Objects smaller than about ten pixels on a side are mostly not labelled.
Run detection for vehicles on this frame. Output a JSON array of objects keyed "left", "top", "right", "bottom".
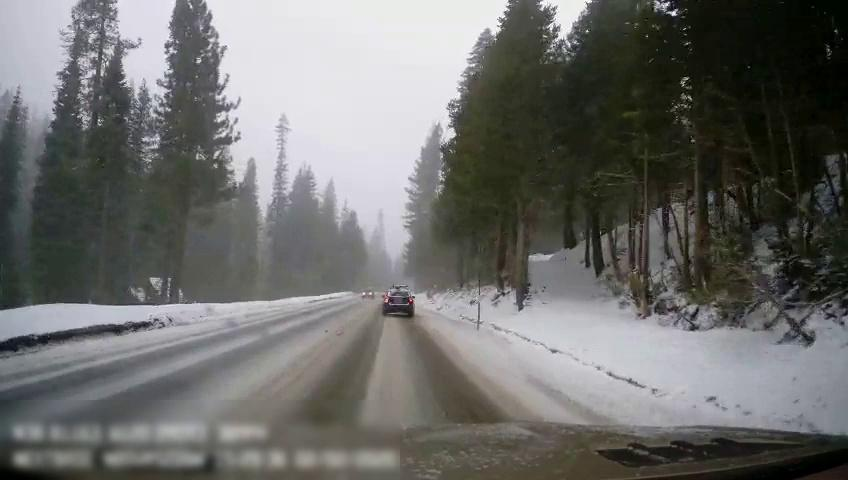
[
  {"left": 381, "top": 284, "right": 416, "bottom": 317},
  {"left": 361, "top": 289, "right": 375, "bottom": 300}
]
